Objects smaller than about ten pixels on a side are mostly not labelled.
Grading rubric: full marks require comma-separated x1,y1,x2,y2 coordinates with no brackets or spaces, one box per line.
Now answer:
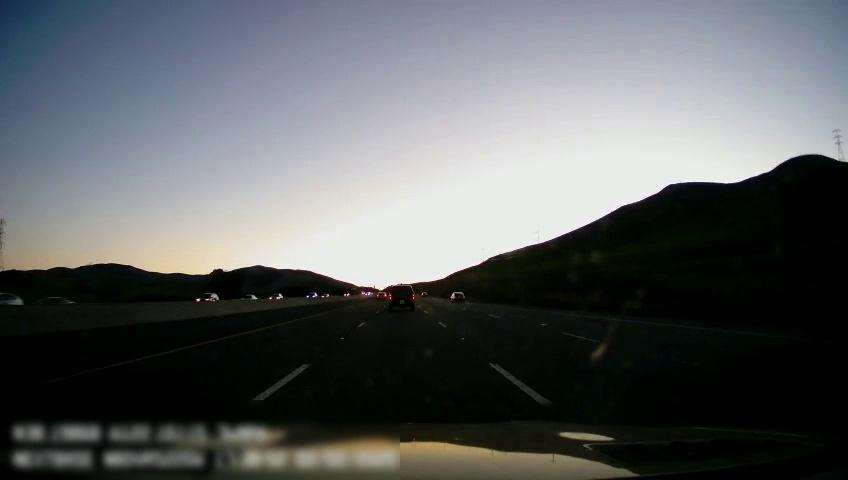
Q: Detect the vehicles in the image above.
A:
305,292,318,298
36,297,76,306
376,292,387,300
240,294,258,301
0,292,23,306
450,292,465,302
196,293,219,302
268,293,283,300
388,285,415,311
